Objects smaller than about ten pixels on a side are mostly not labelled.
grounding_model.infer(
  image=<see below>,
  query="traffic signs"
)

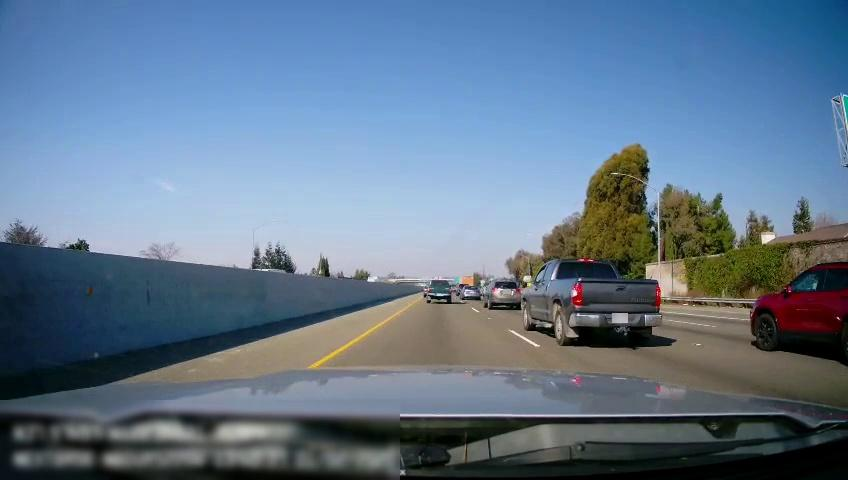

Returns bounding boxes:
[842,94,848,126]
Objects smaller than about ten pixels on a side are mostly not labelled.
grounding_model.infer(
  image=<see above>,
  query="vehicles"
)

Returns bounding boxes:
[750,262,848,353]
[367,276,385,283]
[520,259,662,347]
[482,279,522,311]
[425,278,454,305]
[459,284,482,300]
[454,284,463,296]
[252,267,287,274]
